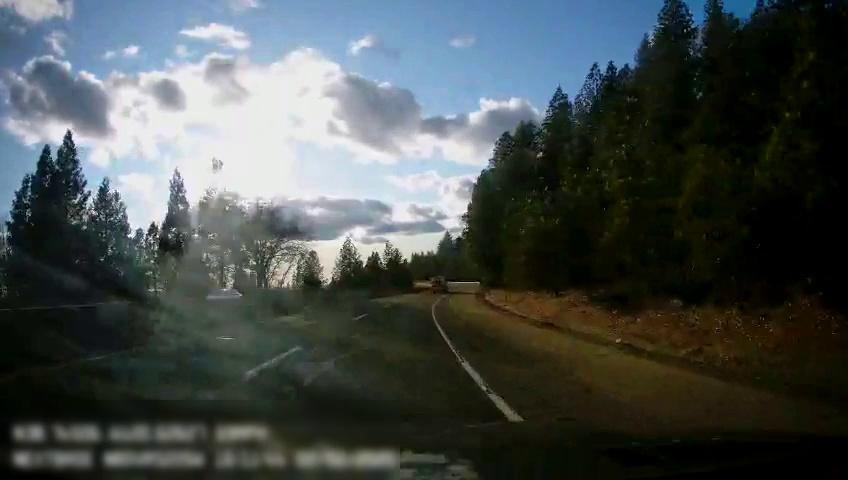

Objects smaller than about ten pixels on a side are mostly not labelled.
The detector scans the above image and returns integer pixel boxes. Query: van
[430,277,449,295]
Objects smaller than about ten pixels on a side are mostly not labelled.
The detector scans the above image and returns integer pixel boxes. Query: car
[203,287,243,301]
